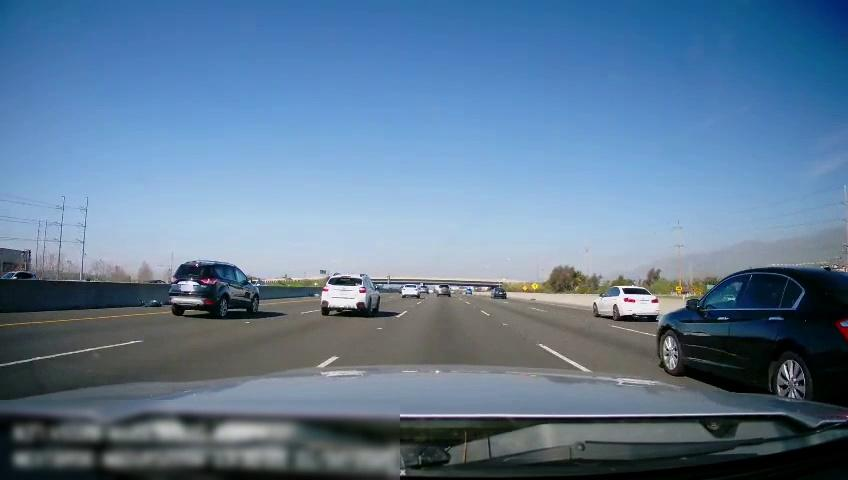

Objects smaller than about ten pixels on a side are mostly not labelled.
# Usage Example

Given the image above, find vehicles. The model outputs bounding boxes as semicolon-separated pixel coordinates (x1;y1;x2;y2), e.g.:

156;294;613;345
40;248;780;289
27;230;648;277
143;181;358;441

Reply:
142;279;169;285
167;258;261;319
401;283;420;299
491;287;507;299
419;285;429;294
436;283;451;297
0;270;41;281
591;285;660;322
654;264;848;409
320;272;381;317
